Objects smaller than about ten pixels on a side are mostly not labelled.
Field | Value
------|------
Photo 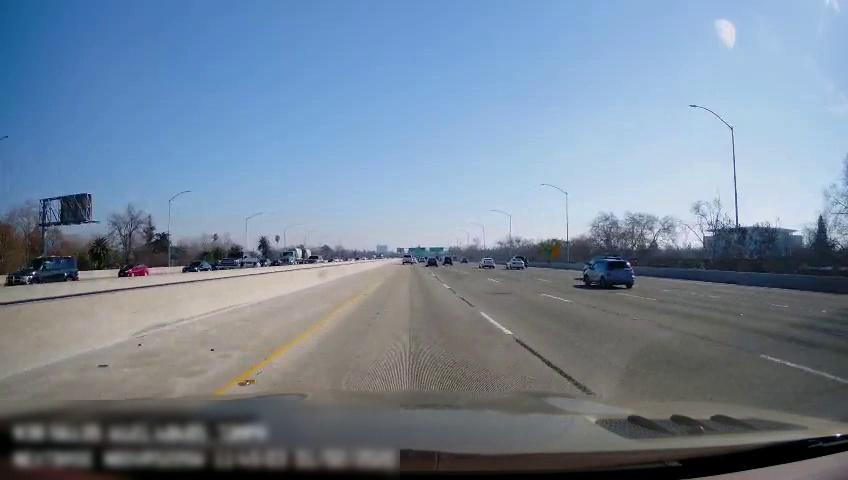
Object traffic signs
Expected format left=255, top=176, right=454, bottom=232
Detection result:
left=408, top=247, right=426, bottom=253
left=429, top=247, right=444, bottom=253
left=550, top=242, right=560, bottom=256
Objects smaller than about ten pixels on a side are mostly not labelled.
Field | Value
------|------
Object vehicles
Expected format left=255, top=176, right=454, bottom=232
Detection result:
left=6, top=256, right=78, bottom=287
left=307, top=255, right=323, bottom=265
left=582, top=258, right=636, bottom=290
left=425, top=257, right=439, bottom=268
left=505, top=257, right=524, bottom=270
left=221, top=255, right=259, bottom=270
left=117, top=263, right=149, bottom=278
left=512, top=255, right=529, bottom=269
left=278, top=247, right=312, bottom=266
left=478, top=257, right=495, bottom=270
left=442, top=256, right=453, bottom=265
left=400, top=254, right=413, bottom=265
left=269, top=258, right=282, bottom=268
left=180, top=259, right=212, bottom=274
